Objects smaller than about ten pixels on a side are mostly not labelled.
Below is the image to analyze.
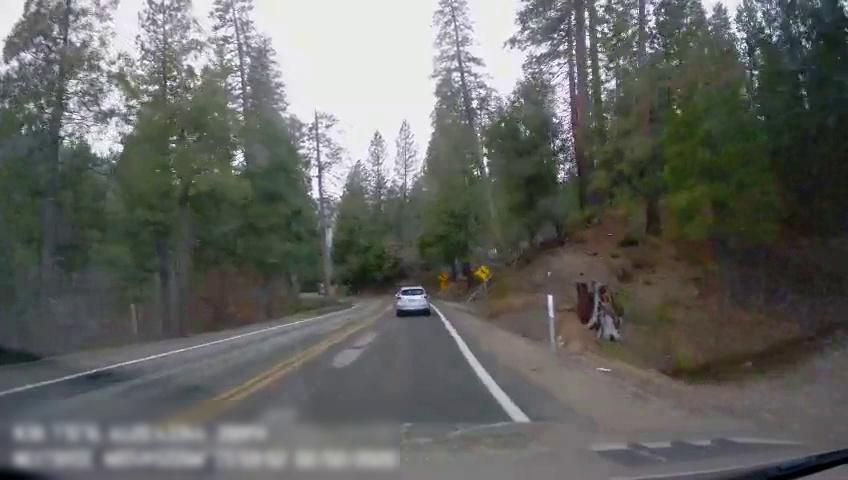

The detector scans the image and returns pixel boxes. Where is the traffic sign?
[475,265,491,280]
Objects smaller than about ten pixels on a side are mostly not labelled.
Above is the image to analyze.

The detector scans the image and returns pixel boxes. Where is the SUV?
[396,286,430,316]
